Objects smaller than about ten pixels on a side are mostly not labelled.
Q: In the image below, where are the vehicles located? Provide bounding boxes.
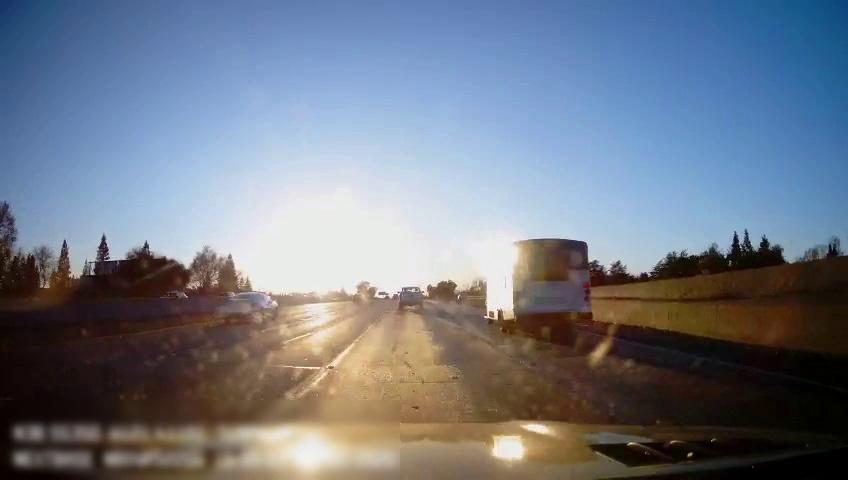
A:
[352,292,367,303]
[481,236,594,347]
[158,290,189,300]
[220,292,280,328]
[396,285,425,310]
